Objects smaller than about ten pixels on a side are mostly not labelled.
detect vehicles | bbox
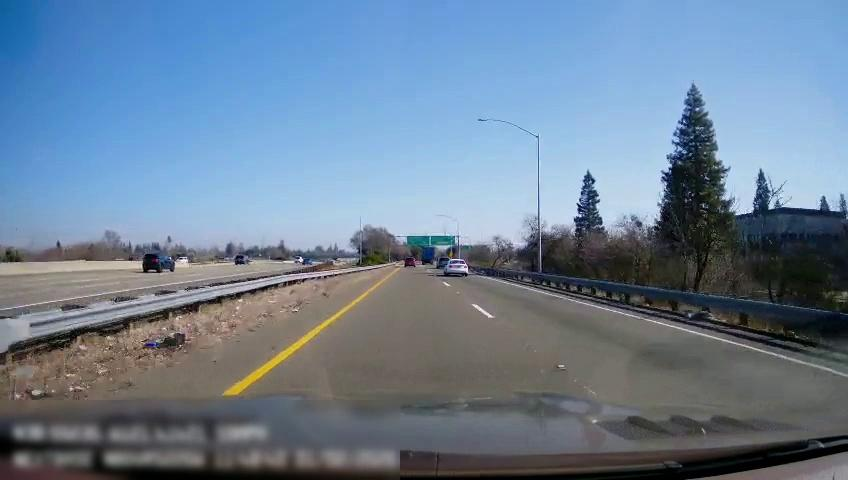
[141,252,177,274]
[421,246,435,265]
[435,256,451,269]
[232,254,250,266]
[292,256,304,265]
[403,256,417,268]
[174,257,189,264]
[443,258,470,278]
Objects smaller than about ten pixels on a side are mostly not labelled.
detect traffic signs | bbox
[406,236,429,248]
[432,234,456,246]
